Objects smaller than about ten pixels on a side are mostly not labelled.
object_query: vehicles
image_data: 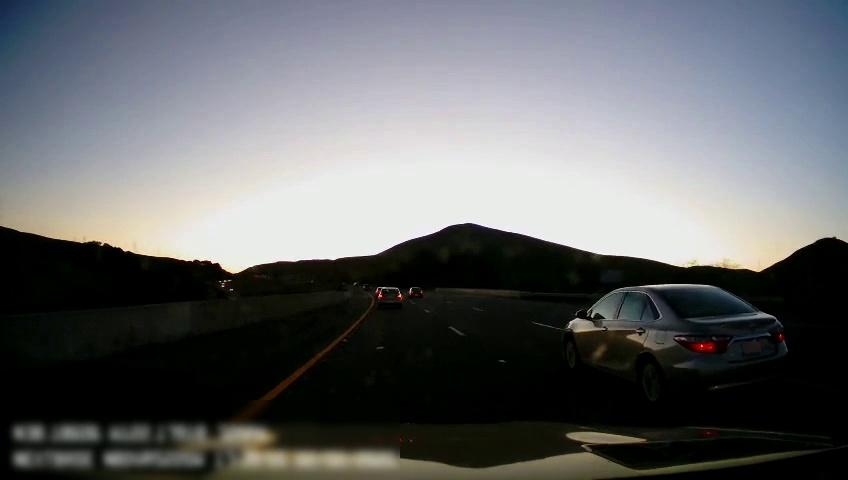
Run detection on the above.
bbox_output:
[377,287,403,309]
[408,287,423,298]
[375,287,382,297]
[562,284,789,406]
